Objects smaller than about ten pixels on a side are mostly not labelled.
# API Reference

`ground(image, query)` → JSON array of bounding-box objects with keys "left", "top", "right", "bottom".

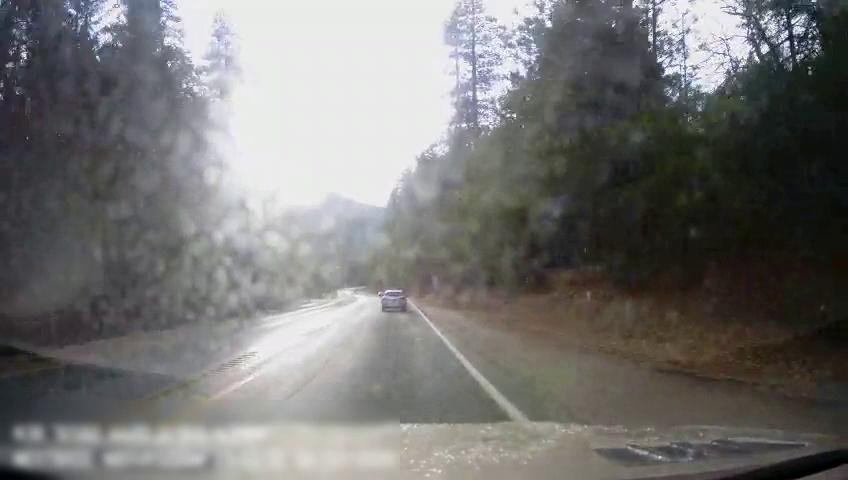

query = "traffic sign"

[{"left": 430, "top": 275, "right": 438, "bottom": 286}]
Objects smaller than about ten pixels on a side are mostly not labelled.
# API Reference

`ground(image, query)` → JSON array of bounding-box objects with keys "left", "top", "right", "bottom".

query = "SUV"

[{"left": 380, "top": 289, "right": 408, "bottom": 312}]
